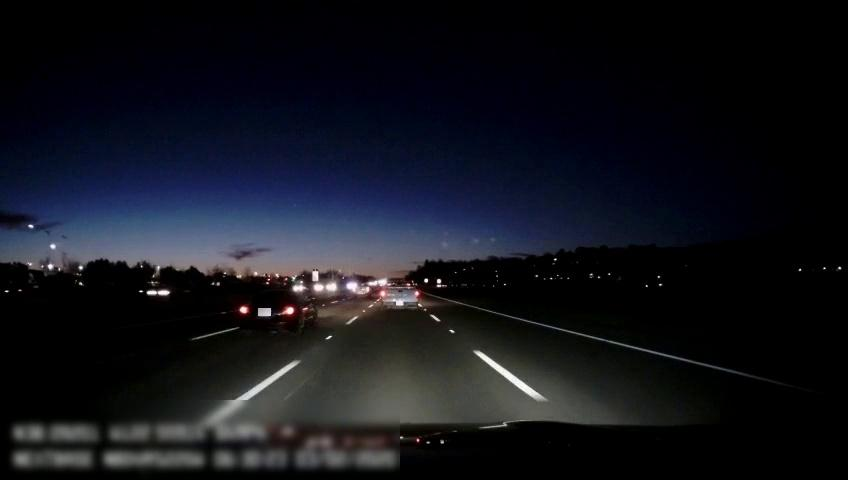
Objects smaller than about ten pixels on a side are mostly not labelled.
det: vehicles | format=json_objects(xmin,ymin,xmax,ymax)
[
  {"xmin": 235, "ymin": 285, "xmax": 321, "ymax": 337},
  {"xmin": 381, "ymin": 281, "xmax": 420, "ymax": 312},
  {"xmin": 146, "ymin": 288, "xmax": 169, "ymax": 298},
  {"xmin": 353, "ymin": 282, "xmax": 374, "ymax": 301}
]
